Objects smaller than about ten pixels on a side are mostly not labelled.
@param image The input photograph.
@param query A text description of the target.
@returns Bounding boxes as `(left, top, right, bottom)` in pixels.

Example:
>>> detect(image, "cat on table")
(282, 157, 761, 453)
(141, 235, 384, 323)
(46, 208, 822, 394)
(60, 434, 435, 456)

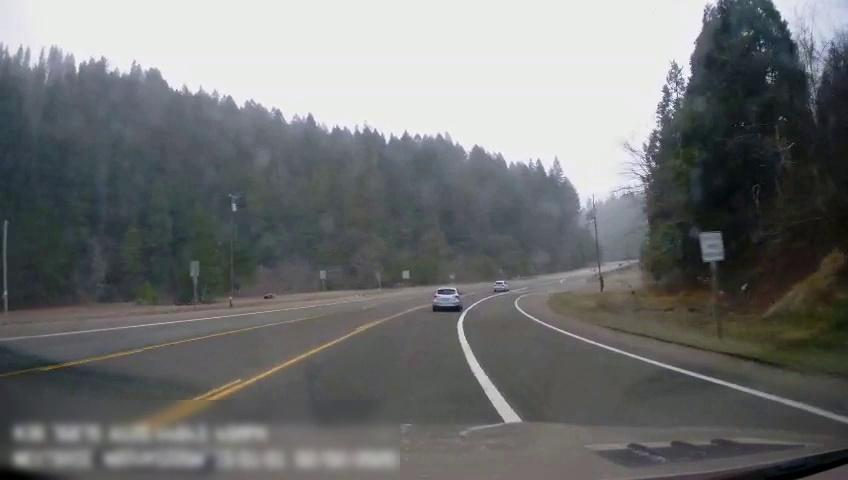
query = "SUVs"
(493, 280, 509, 292)
(432, 287, 463, 311)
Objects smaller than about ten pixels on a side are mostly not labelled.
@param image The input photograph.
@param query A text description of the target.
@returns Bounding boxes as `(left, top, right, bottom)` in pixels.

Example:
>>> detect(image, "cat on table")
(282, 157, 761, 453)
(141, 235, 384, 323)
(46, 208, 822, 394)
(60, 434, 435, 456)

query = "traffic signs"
(699, 231, 724, 262)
